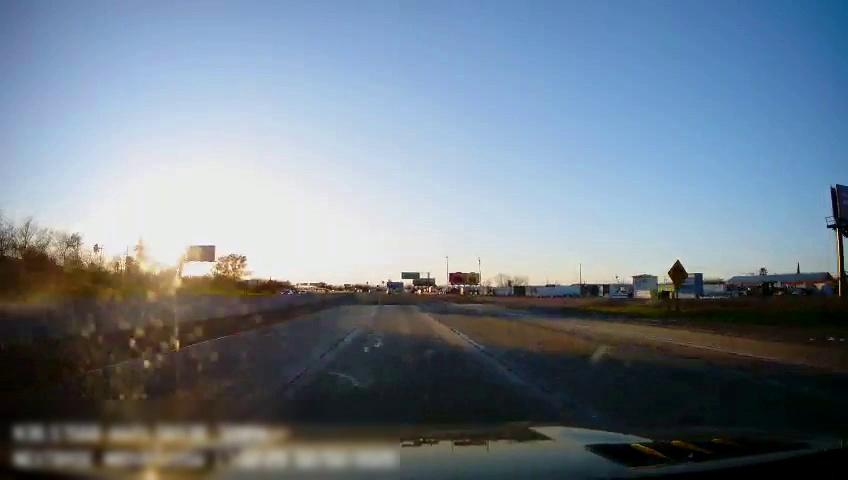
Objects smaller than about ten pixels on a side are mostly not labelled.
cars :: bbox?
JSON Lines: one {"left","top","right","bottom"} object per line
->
{"left": 279, "top": 290, "right": 293, "bottom": 297}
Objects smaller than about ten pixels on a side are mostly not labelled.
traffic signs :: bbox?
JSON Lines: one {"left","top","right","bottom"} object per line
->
{"left": 402, "top": 272, "right": 420, "bottom": 280}
{"left": 668, "top": 259, "right": 688, "bottom": 286}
